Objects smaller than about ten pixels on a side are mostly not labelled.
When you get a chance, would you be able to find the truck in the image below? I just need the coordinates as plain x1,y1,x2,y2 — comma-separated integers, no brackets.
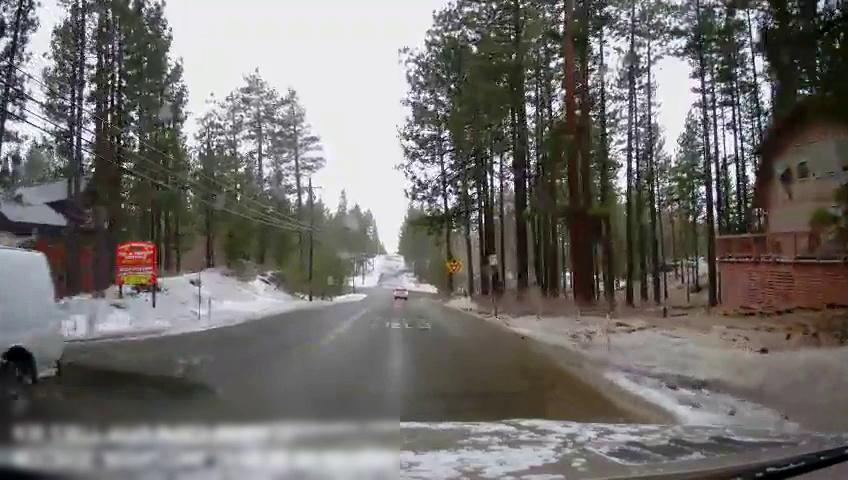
0,250,66,420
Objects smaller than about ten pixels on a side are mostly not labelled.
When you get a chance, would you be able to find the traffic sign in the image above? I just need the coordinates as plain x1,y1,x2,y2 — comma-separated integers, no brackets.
448,256,466,273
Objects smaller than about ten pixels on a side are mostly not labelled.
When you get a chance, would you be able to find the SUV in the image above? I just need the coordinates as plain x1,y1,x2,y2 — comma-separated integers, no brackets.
393,286,410,301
